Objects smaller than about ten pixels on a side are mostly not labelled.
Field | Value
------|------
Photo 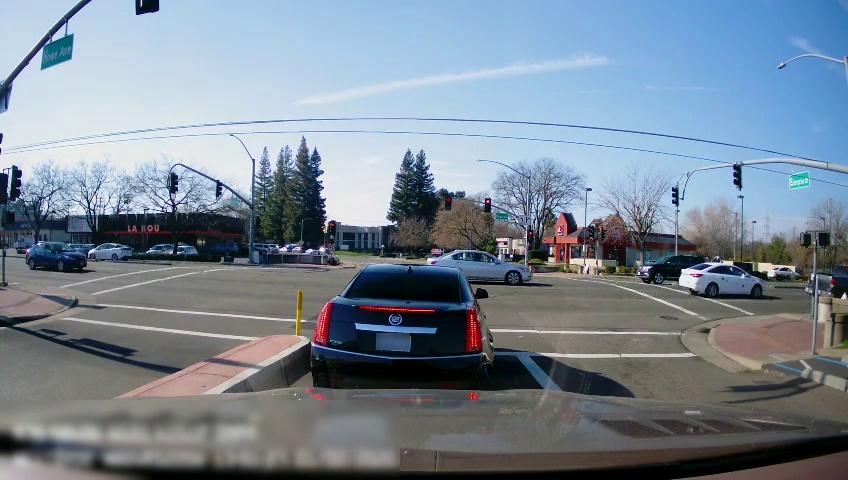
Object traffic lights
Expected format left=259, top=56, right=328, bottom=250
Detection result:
left=328, top=221, right=336, bottom=234
left=0, top=132, right=4, bottom=153
left=527, top=229, right=534, bottom=242
left=0, top=173, right=9, bottom=205
left=588, top=226, right=595, bottom=239
left=215, top=180, right=223, bottom=198
left=670, top=187, right=679, bottom=206
left=732, top=162, right=742, bottom=188
left=170, top=173, right=179, bottom=193
left=815, top=232, right=831, bottom=248
left=484, top=198, right=491, bottom=213
left=3, top=213, right=15, bottom=226
left=135, top=0, right=160, bottom=16
left=445, top=196, right=452, bottom=211
left=799, top=232, right=814, bottom=248
left=10, top=165, right=23, bottom=202
left=600, top=226, right=606, bottom=239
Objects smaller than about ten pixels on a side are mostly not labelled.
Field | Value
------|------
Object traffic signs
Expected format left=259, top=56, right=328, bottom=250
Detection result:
left=40, top=33, right=75, bottom=70
left=496, top=213, right=508, bottom=220
left=789, top=171, right=810, bottom=189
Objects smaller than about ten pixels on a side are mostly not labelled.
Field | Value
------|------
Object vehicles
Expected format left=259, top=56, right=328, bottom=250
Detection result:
left=679, top=262, right=766, bottom=298
left=426, top=250, right=531, bottom=287
left=144, top=245, right=174, bottom=257
left=173, top=245, right=198, bottom=257
left=637, top=256, right=707, bottom=285
left=310, top=263, right=495, bottom=391
left=68, top=244, right=90, bottom=256
left=87, top=243, right=131, bottom=263
left=25, top=242, right=88, bottom=272
left=804, top=264, right=848, bottom=300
